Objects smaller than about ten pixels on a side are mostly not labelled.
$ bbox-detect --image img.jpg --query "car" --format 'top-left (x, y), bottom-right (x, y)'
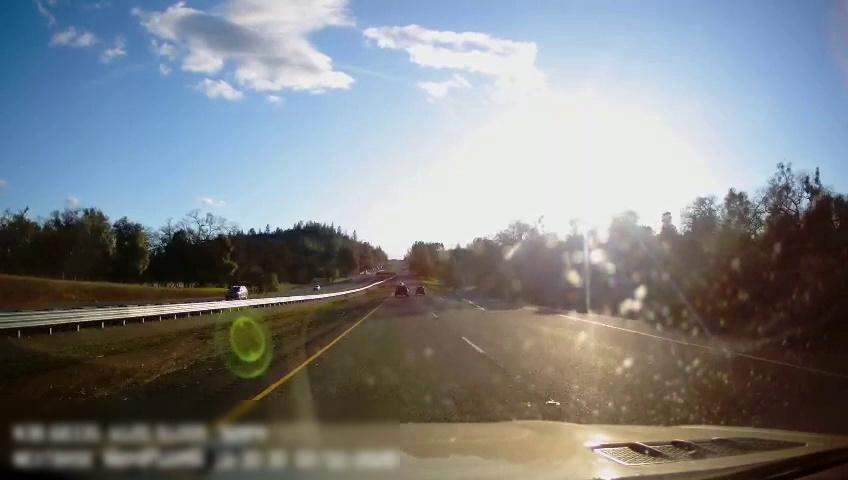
top-left (415, 286), bottom-right (426, 296)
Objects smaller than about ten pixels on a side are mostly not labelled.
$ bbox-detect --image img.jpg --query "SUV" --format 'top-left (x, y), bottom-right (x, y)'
top-left (225, 285), bottom-right (248, 301)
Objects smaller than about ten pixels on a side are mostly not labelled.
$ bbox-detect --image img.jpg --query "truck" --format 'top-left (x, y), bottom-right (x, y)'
top-left (394, 284), bottom-right (408, 296)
